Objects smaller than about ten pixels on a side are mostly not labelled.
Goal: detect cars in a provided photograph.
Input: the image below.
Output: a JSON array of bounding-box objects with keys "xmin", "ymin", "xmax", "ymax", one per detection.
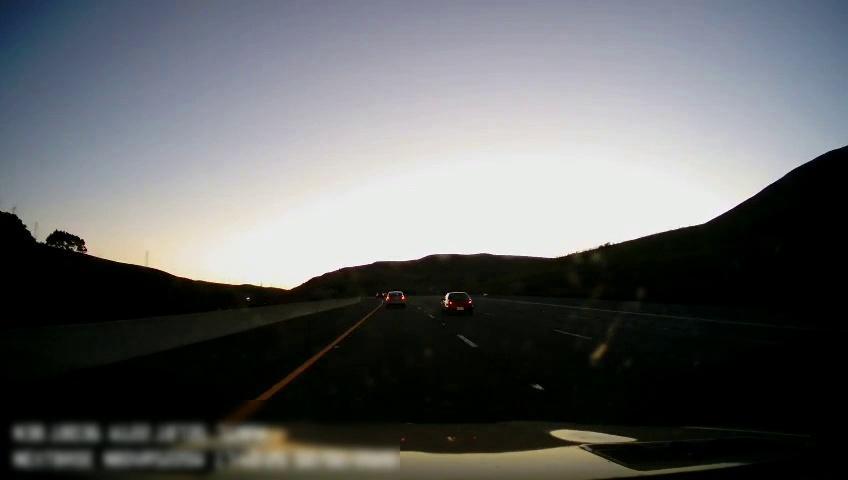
[
  {"xmin": 385, "ymin": 291, "xmax": 406, "ymax": 308},
  {"xmin": 440, "ymin": 292, "xmax": 473, "ymax": 314}
]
